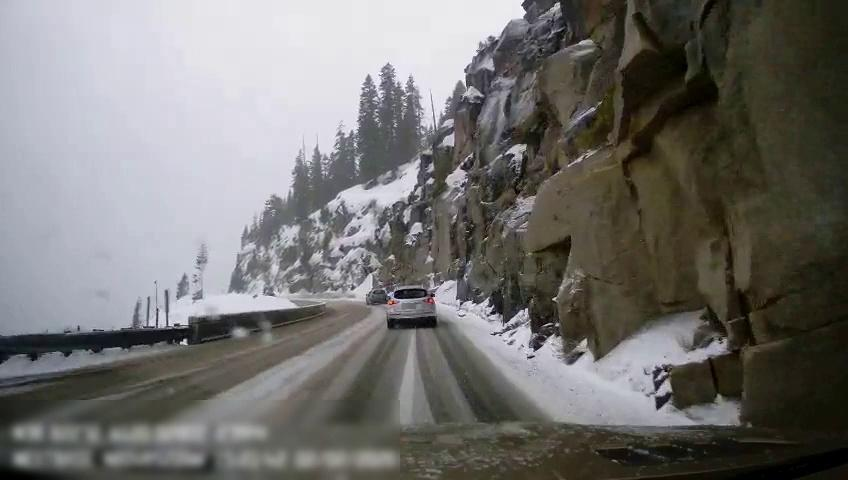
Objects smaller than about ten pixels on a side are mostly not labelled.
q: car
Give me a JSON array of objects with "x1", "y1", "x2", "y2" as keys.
[{"x1": 365, "y1": 289, "x2": 386, "y2": 305}]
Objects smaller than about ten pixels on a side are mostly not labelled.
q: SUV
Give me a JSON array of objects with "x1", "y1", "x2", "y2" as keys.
[{"x1": 385, "y1": 285, "x2": 437, "y2": 329}]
